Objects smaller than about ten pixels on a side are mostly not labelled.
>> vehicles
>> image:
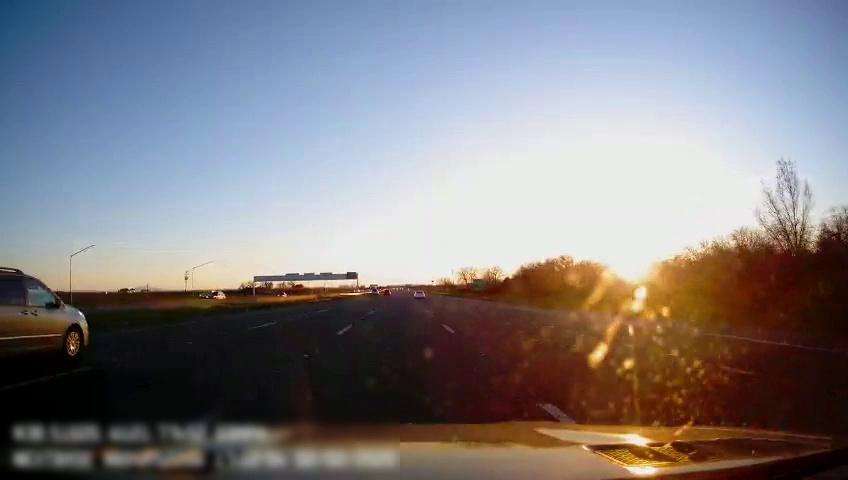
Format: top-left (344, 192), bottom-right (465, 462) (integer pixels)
top-left (276, 292), bottom-right (288, 298)
top-left (198, 291), bottom-right (213, 300)
top-left (413, 290), bottom-right (426, 300)
top-left (0, 267), bottom-right (89, 360)
top-left (206, 291), bottom-right (227, 300)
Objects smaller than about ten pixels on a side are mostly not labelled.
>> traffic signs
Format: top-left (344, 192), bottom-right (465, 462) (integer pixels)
top-left (473, 280), bottom-right (486, 290)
